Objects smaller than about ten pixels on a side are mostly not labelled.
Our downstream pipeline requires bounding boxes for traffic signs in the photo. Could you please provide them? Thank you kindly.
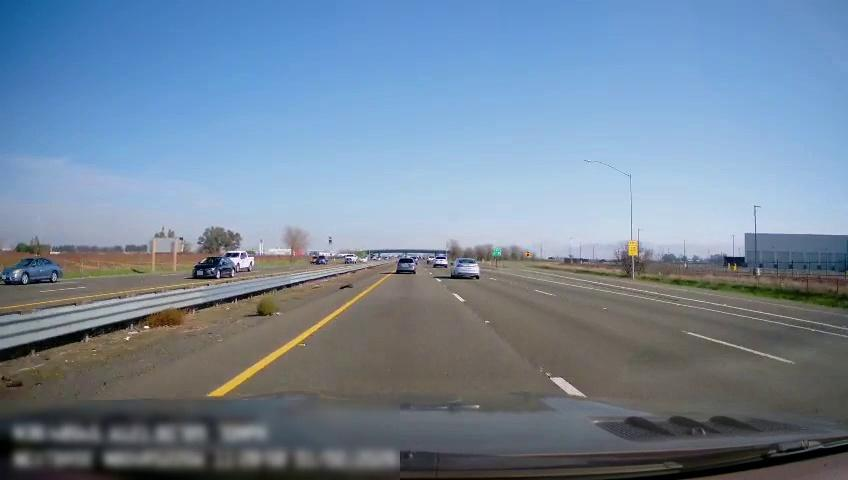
[628,238,639,257]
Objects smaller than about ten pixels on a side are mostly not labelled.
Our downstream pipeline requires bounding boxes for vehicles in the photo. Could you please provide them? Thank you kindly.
[309,255,319,265]
[433,255,448,267]
[315,256,329,265]
[395,257,417,275]
[449,258,481,280]
[221,250,256,273]
[192,256,237,279]
[343,254,357,265]
[0,257,64,286]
